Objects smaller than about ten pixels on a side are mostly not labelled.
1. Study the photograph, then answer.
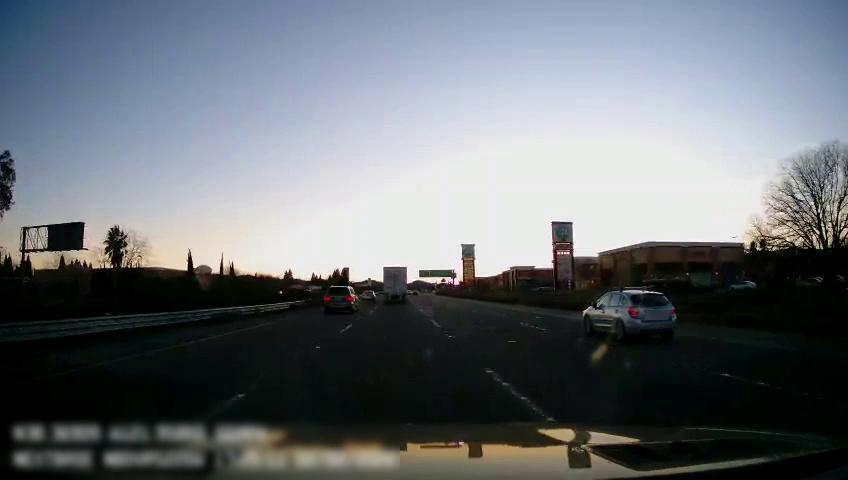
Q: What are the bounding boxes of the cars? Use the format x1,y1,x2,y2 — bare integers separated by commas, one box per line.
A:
360,290,376,304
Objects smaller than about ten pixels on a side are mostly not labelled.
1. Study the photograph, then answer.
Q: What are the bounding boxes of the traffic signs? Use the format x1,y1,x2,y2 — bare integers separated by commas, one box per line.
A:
419,270,451,278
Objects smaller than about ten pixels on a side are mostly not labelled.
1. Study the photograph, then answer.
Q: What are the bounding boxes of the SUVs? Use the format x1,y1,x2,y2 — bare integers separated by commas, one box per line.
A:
324,286,359,316
582,290,676,344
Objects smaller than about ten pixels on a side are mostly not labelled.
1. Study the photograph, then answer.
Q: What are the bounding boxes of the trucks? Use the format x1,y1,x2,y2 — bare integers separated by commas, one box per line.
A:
383,267,407,304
